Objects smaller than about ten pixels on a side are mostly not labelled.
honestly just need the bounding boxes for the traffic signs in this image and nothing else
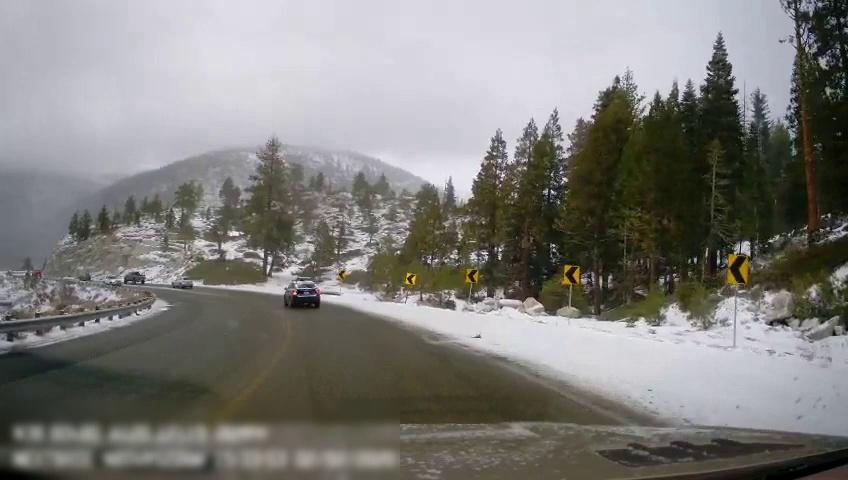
[562,264,581,285]
[727,254,749,285]
[404,272,416,285]
[465,268,480,283]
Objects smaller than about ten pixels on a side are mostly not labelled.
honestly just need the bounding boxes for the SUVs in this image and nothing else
[102,274,122,287]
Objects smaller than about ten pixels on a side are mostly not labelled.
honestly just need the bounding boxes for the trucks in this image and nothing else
[124,271,147,285]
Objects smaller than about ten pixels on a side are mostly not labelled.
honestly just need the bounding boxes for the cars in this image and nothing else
[283,276,321,310]
[171,275,193,289]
